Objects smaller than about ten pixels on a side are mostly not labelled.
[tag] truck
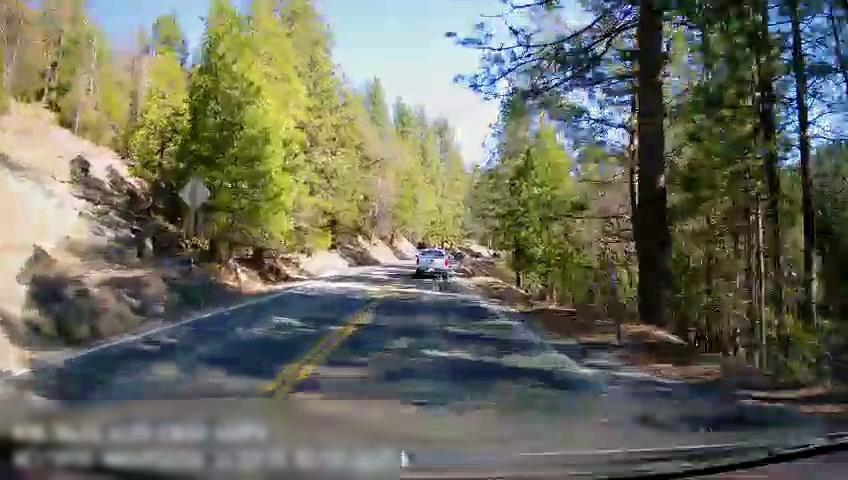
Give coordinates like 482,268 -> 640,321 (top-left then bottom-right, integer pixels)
414,247 -> 450,279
